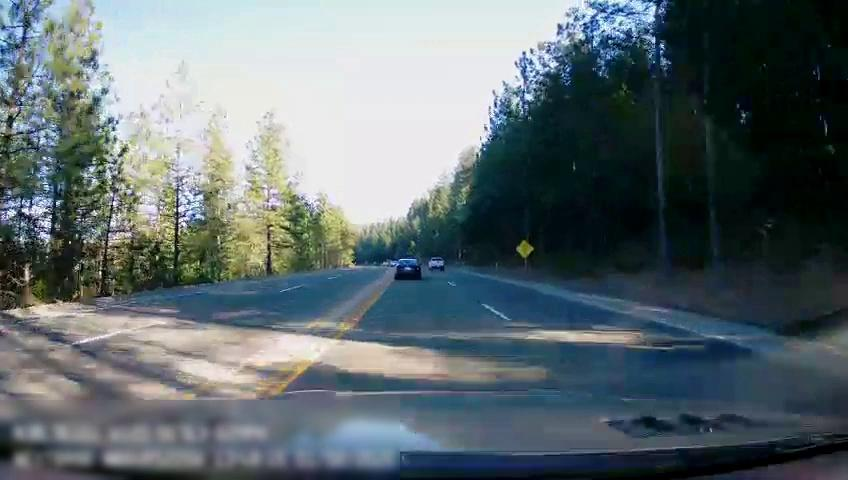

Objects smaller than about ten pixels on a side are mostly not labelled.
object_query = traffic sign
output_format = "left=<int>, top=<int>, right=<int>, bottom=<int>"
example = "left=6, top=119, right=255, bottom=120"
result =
left=515, top=238, right=535, bottom=258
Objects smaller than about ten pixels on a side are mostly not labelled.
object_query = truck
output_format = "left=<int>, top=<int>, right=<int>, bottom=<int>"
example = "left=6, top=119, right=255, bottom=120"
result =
left=427, top=256, right=445, bottom=272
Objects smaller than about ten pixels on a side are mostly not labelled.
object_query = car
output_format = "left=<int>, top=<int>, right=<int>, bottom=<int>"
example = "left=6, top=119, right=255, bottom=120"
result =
left=394, top=257, right=422, bottom=281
